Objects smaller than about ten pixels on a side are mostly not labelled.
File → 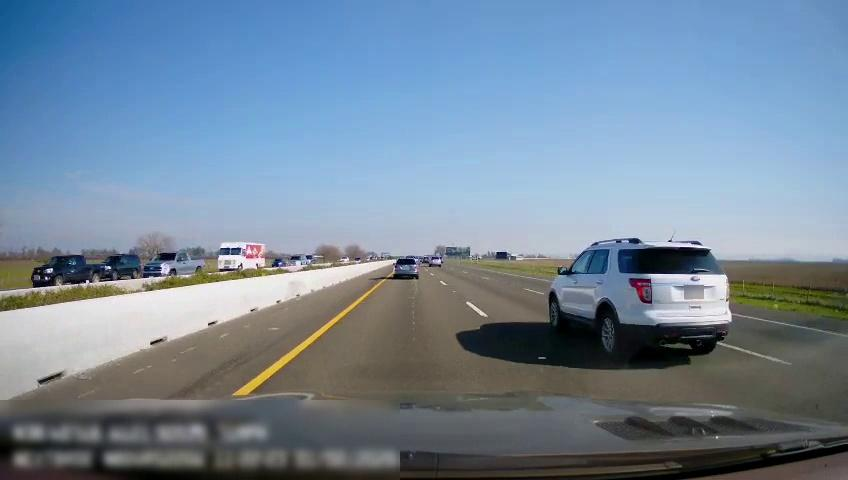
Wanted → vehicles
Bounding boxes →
[30,254,108,289]
[392,257,419,280]
[286,254,312,268]
[546,236,733,362]
[216,241,266,273]
[304,254,319,265]
[338,255,350,263]
[271,257,287,268]
[428,256,442,268]
[141,251,206,279]
[100,253,143,282]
